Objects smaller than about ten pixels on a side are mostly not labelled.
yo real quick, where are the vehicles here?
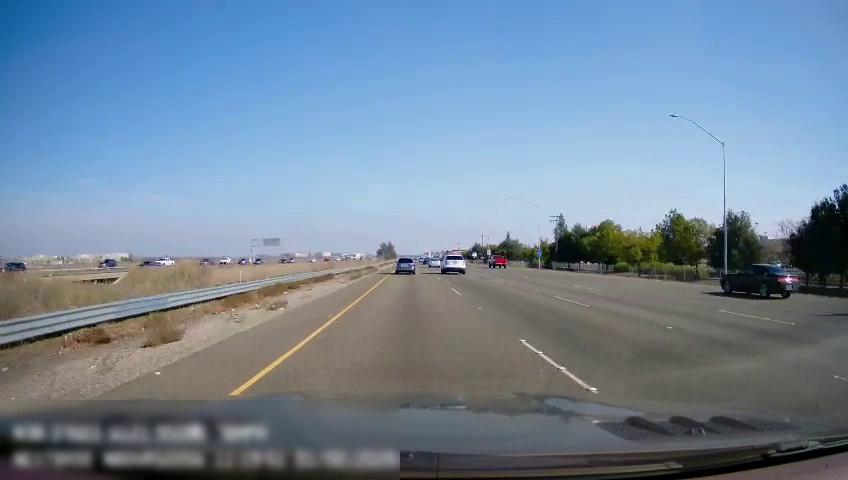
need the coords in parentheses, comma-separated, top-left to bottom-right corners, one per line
(252, 258, 265, 266)
(199, 257, 217, 266)
(394, 257, 416, 275)
(719, 263, 801, 300)
(427, 257, 441, 269)
(154, 257, 176, 267)
(0, 261, 28, 273)
(487, 255, 507, 269)
(218, 256, 233, 265)
(136, 259, 163, 268)
(237, 257, 250, 265)
(440, 254, 466, 275)
(97, 258, 118, 269)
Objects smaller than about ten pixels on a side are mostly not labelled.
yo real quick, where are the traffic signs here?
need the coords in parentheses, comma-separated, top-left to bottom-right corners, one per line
(535, 247, 543, 258)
